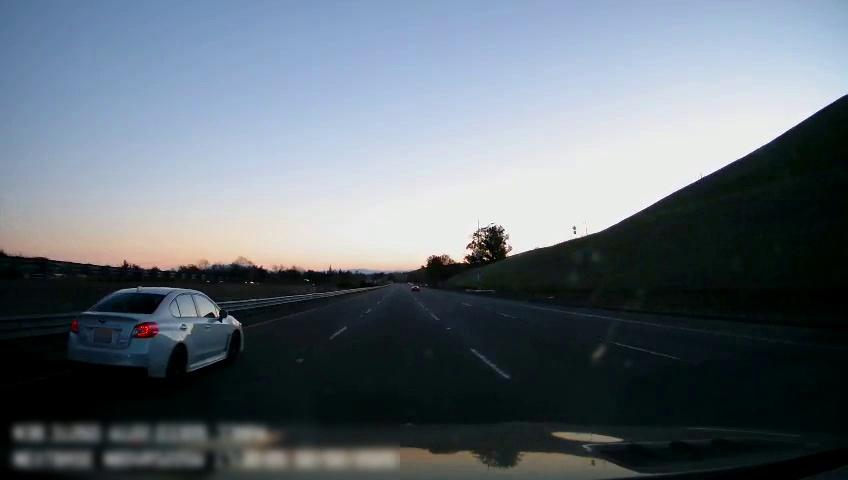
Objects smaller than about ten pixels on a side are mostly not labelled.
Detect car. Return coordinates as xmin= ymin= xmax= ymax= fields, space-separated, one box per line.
xmin=67 ymin=287 xmax=245 ymax=389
